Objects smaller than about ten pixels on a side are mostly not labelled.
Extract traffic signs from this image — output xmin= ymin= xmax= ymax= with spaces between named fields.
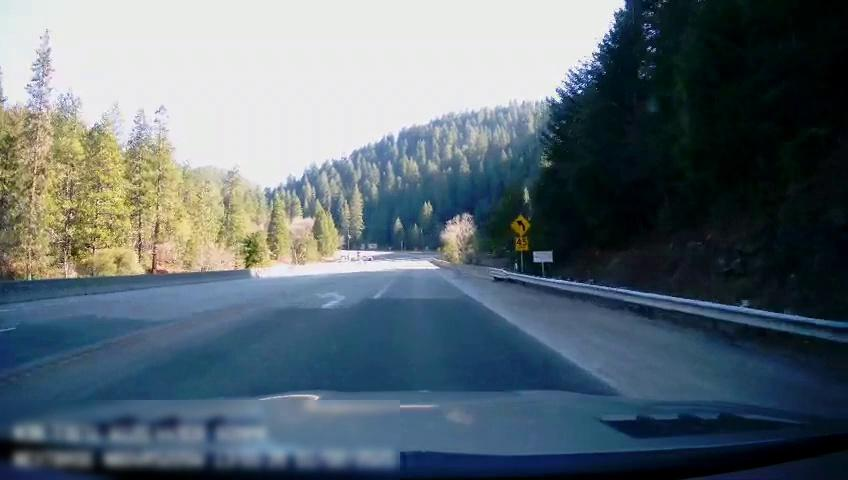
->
xmin=510 ymin=215 xmax=531 ymax=236
xmin=515 ymin=239 xmax=529 ymax=252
